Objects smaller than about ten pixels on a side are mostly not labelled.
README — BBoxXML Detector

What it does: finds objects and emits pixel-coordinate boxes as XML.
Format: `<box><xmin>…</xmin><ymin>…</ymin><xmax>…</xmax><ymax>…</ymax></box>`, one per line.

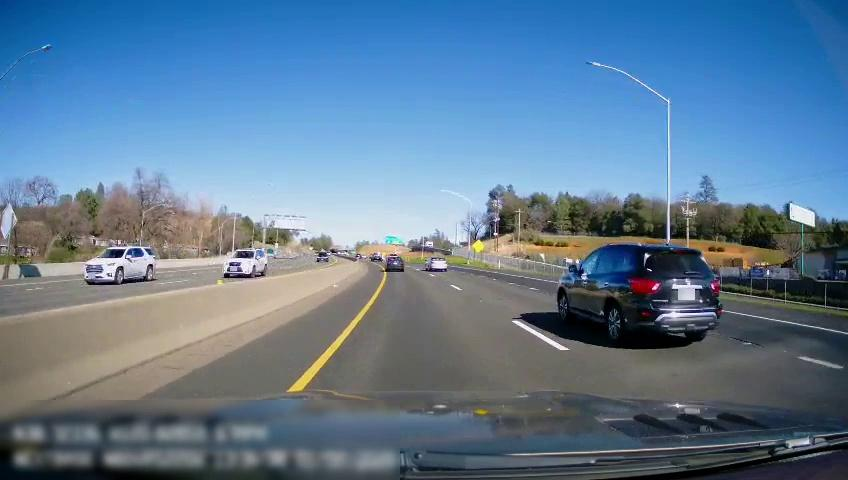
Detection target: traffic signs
<box><xmin>383</xmin><ymin>236</ymin><xmax>403</xmax><ymax>245</ymax></box>
<box><xmin>472</xmin><ymin>240</ymin><xmax>484</xmax><ymax>253</ymax></box>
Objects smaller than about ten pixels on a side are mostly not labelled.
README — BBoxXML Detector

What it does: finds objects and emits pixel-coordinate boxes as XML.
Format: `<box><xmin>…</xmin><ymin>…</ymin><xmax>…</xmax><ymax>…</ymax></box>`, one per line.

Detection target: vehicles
<box><xmin>83</xmin><ymin>246</ymin><xmax>156</xmax><ymax>286</ymax></box>
<box><xmin>555</xmin><ymin>242</ymin><xmax>723</xmax><ymax>343</ymax></box>
<box><xmin>223</xmin><ymin>248</ymin><xmax>268</xmax><ymax>279</ymax></box>
<box><xmin>383</xmin><ymin>255</ymin><xmax>406</xmax><ymax>273</ymax></box>
<box><xmin>423</xmin><ymin>256</ymin><xmax>449</xmax><ymax>272</ymax></box>
<box><xmin>316</xmin><ymin>251</ymin><xmax>330</xmax><ymax>263</ymax></box>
